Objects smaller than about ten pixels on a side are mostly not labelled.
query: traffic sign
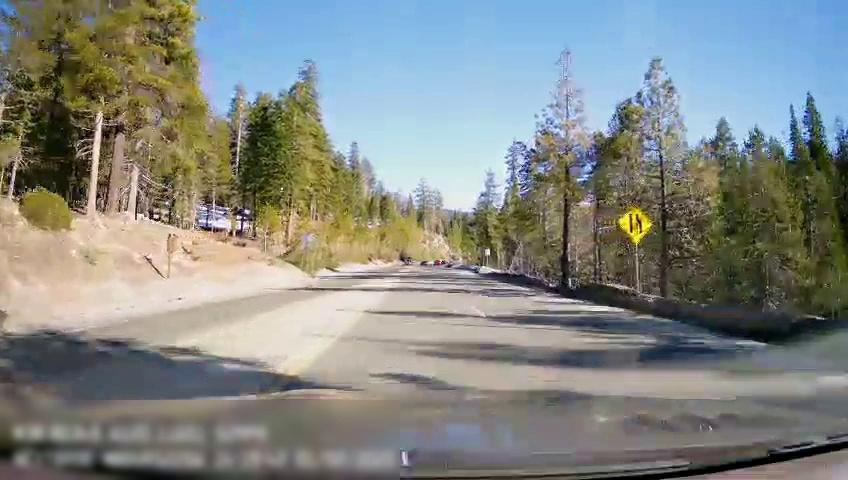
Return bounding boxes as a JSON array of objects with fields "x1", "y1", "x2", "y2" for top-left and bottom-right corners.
[{"x1": 617, "y1": 205, "x2": 655, "y2": 244}]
